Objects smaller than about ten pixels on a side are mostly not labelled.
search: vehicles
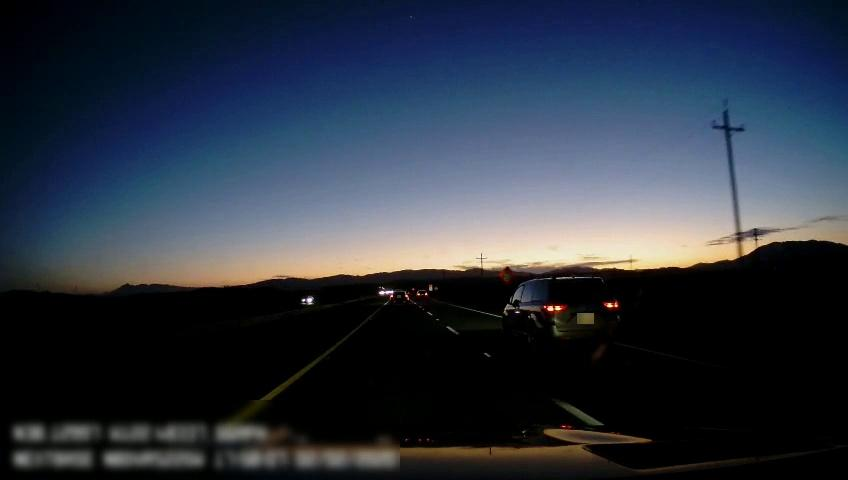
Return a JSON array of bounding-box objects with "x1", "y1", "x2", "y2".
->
[
  {"x1": 415, "y1": 289, "x2": 429, "y2": 300},
  {"x1": 501, "y1": 275, "x2": 621, "y2": 351},
  {"x1": 389, "y1": 290, "x2": 410, "y2": 306},
  {"x1": 301, "y1": 295, "x2": 315, "y2": 304}
]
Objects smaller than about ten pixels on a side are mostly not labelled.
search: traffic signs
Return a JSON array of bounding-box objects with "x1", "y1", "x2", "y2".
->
[{"x1": 499, "y1": 266, "x2": 516, "y2": 285}]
